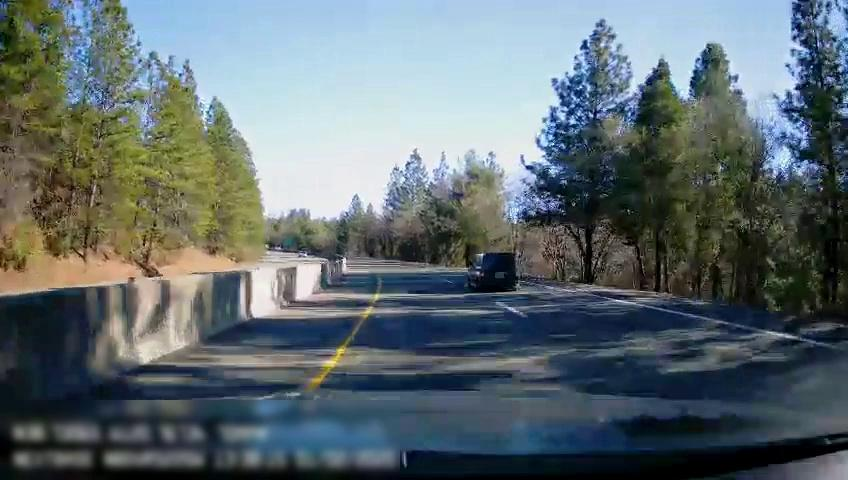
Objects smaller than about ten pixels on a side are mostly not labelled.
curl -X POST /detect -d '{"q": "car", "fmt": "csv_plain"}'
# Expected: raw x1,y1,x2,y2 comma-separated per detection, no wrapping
464,252,518,292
